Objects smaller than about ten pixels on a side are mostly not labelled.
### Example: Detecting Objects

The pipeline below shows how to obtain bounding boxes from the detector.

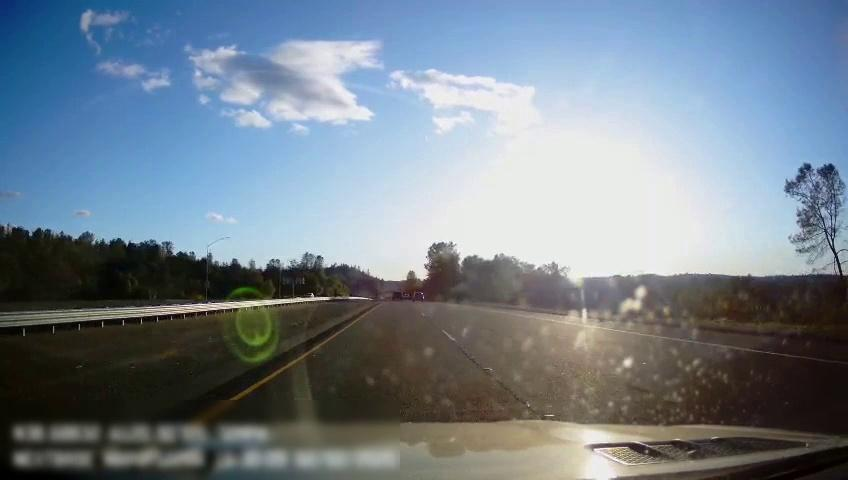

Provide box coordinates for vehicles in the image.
[412,291,425,302]
[391,291,404,301]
